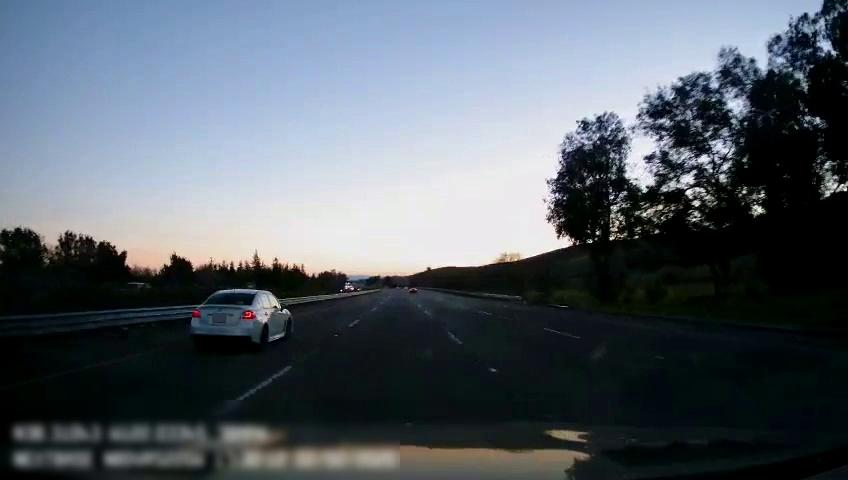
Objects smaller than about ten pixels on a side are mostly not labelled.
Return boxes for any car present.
[188,289,294,354]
